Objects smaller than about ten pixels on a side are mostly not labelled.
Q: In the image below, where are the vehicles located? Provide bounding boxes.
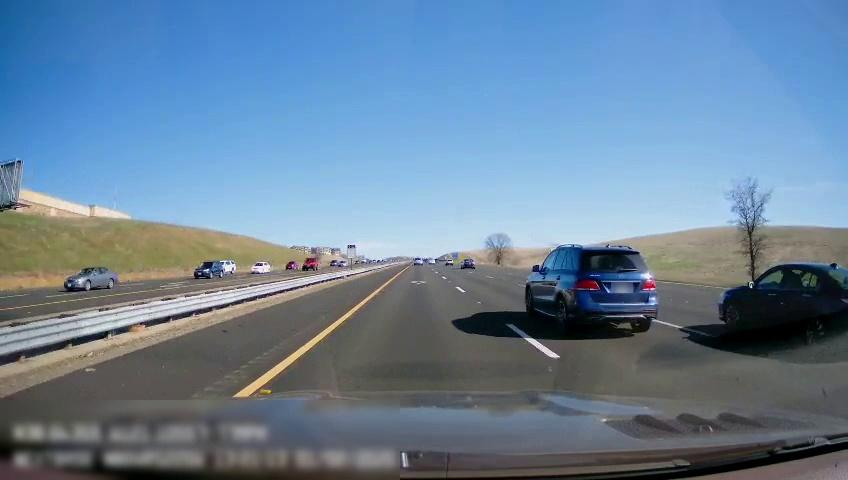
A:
[413,256,424,266]
[525,246,658,332]
[219,260,237,274]
[285,261,298,270]
[461,258,476,269]
[302,258,319,272]
[250,261,271,274]
[63,266,118,291]
[718,263,848,334]
[194,261,223,279]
